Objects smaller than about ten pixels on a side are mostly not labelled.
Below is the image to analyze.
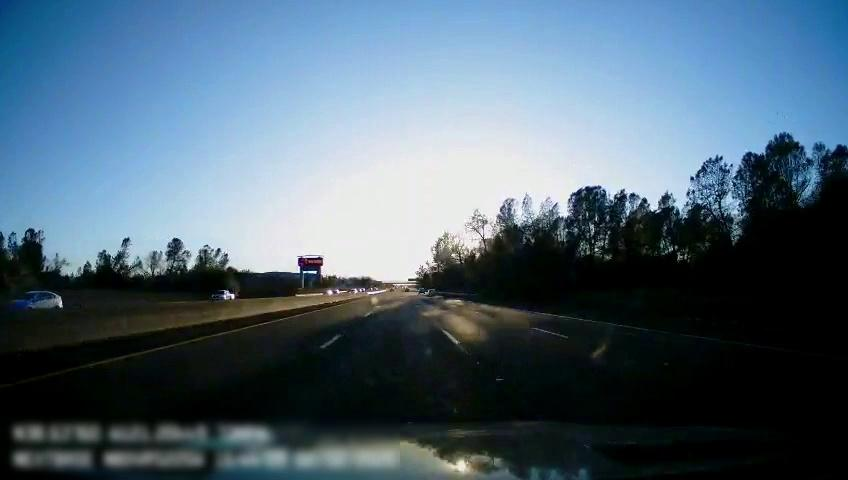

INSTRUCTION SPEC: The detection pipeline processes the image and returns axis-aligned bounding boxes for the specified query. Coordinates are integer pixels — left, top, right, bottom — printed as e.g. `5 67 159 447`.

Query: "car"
7 291 63 314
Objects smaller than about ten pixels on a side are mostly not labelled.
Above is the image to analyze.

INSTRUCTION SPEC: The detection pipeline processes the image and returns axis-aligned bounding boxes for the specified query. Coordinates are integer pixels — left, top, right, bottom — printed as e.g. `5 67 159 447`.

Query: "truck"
211 290 235 302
